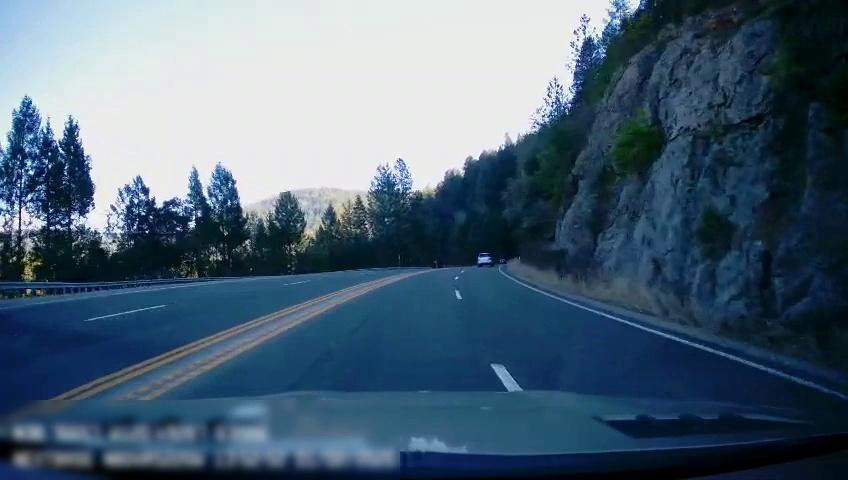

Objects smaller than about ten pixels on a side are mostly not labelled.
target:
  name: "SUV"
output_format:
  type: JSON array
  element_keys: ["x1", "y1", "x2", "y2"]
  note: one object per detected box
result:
[{"x1": 477, "y1": 252, "x2": 494, "y2": 268}]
